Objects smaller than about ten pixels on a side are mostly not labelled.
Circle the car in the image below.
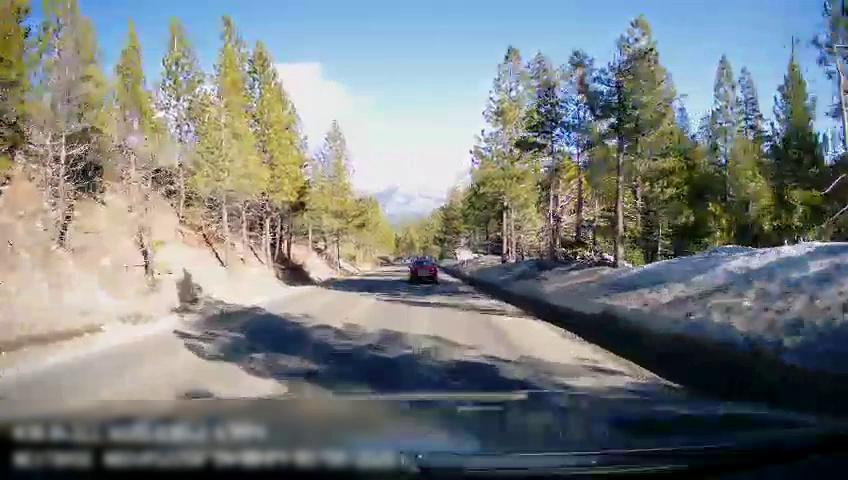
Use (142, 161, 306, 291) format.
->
(408, 255, 440, 283)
